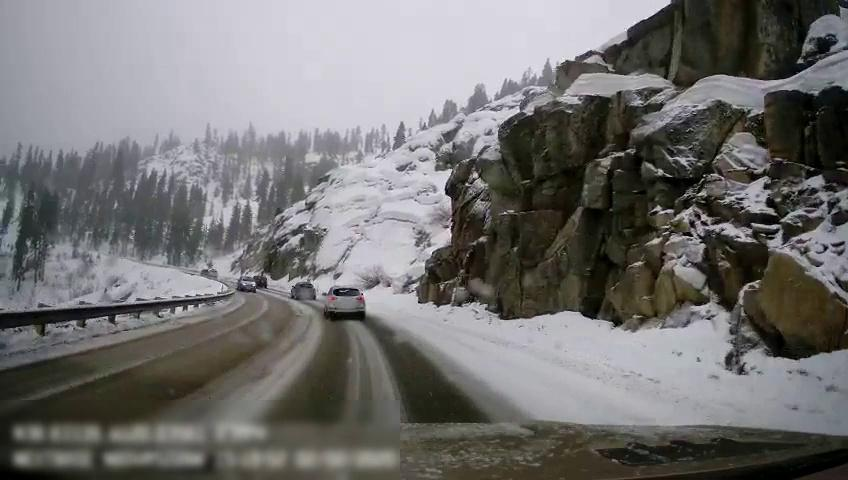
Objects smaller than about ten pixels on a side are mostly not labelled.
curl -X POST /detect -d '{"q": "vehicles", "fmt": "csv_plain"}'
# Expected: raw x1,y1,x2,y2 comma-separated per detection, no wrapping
252,275,268,289
290,282,316,300
236,275,257,293
206,268,218,280
321,285,365,319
